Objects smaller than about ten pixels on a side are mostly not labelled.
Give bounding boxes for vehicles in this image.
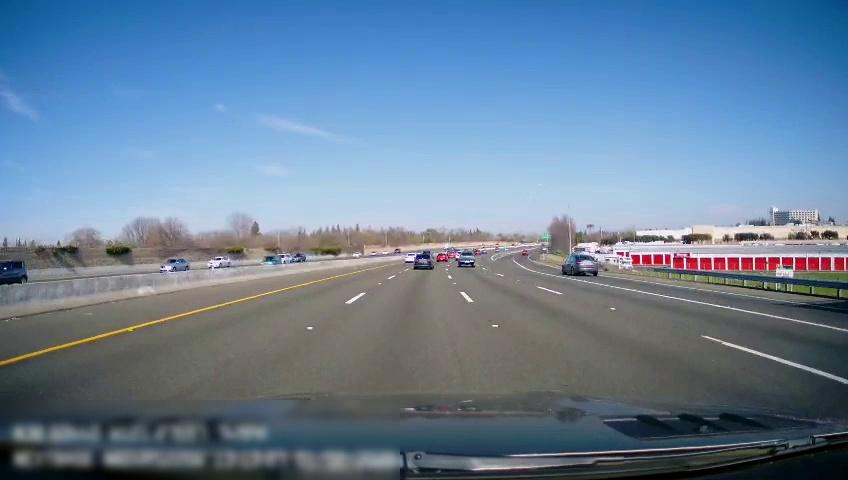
[259,255,282,266]
[0,259,29,285]
[457,252,475,268]
[436,253,449,263]
[404,252,420,264]
[207,256,232,270]
[291,252,307,263]
[413,253,436,271]
[561,255,599,277]
[454,250,462,262]
[159,258,191,273]
[273,253,294,265]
